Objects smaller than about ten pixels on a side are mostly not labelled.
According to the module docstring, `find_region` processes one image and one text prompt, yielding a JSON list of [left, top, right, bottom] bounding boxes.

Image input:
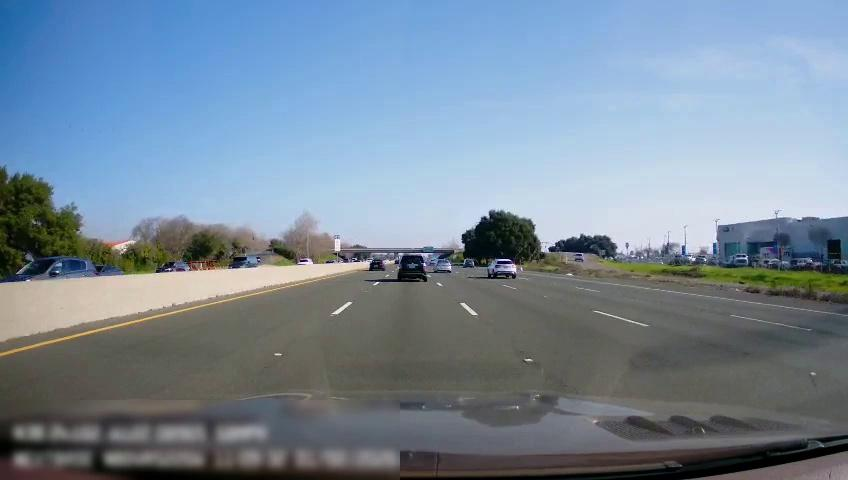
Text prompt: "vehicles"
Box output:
[[296, 257, 314, 266], [369, 259, 386, 272], [228, 255, 260, 270], [486, 257, 518, 279], [94, 265, 123, 277], [3, 254, 97, 284], [397, 254, 428, 283], [433, 258, 452, 274], [155, 260, 191, 275], [462, 257, 475, 269]]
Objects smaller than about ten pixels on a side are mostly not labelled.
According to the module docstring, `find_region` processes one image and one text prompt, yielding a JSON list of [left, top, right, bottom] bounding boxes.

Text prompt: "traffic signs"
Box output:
[[334, 235, 341, 252], [423, 246, 434, 253]]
